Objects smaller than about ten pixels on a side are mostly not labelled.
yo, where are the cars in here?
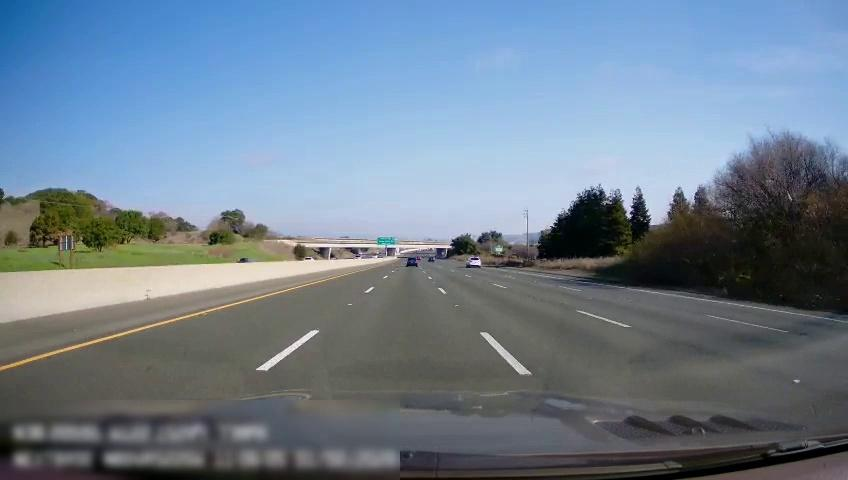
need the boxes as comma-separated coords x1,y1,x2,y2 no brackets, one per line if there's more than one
302,256,315,262
235,257,256,264
406,258,418,268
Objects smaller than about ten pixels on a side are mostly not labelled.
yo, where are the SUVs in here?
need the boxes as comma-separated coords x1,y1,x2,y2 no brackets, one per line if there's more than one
467,257,481,268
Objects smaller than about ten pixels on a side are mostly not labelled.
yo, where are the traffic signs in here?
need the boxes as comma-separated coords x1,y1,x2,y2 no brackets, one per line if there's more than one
376,236,398,246
494,244,505,253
